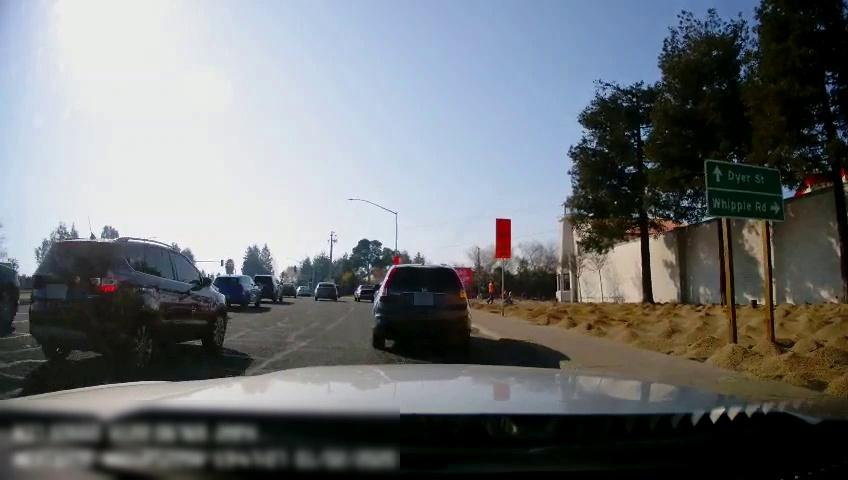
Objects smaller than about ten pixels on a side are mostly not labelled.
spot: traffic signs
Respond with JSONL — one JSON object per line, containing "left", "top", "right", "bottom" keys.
{"left": 392, "top": 255, "right": 400, "bottom": 272}
{"left": 704, "top": 160, "right": 786, "bottom": 220}
{"left": 494, "top": 217, "right": 513, "bottom": 258}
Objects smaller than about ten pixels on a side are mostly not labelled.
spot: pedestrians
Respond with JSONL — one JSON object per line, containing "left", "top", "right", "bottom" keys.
{"left": 486, "top": 275, "right": 496, "bottom": 305}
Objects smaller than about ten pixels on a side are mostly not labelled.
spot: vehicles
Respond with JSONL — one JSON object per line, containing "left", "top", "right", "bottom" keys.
{"left": 296, "top": 284, "right": 314, "bottom": 296}
{"left": 283, "top": 282, "right": 298, "bottom": 298}
{"left": 252, "top": 274, "right": 285, "bottom": 305}
{"left": 0, "top": 263, "right": 19, "bottom": 337}
{"left": 354, "top": 282, "right": 378, "bottom": 302}
{"left": 314, "top": 282, "right": 339, "bottom": 302}
{"left": 28, "top": 238, "right": 228, "bottom": 376}
{"left": 212, "top": 274, "right": 262, "bottom": 312}
{"left": 370, "top": 264, "right": 472, "bottom": 353}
